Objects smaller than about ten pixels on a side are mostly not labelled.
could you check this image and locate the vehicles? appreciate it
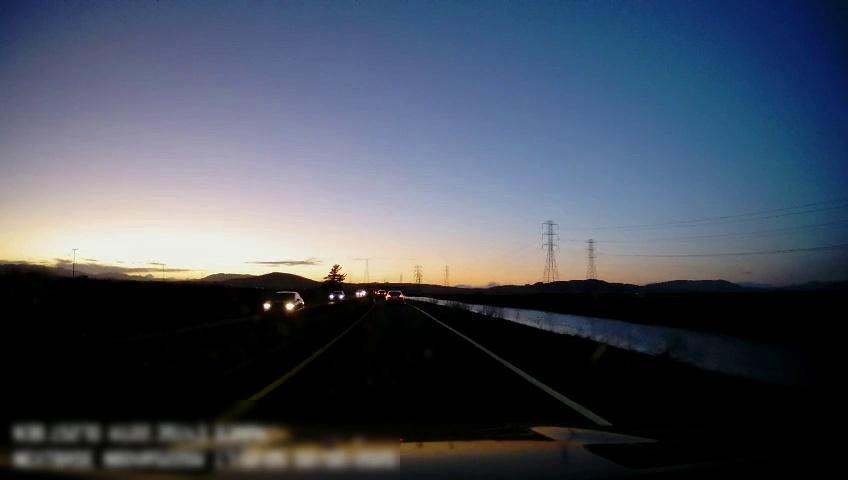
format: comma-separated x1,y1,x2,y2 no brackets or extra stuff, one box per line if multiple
329,290,345,303
387,291,404,305
355,289,367,299
261,291,304,316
